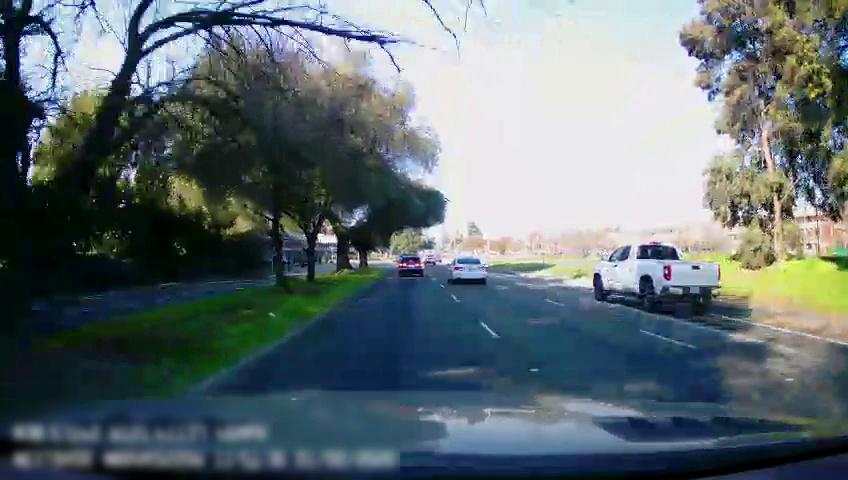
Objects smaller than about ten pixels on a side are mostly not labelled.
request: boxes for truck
[592,243,721,312]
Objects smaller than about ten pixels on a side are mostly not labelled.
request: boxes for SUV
[397,254,424,278]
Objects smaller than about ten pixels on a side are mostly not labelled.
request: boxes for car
[447,255,489,284]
